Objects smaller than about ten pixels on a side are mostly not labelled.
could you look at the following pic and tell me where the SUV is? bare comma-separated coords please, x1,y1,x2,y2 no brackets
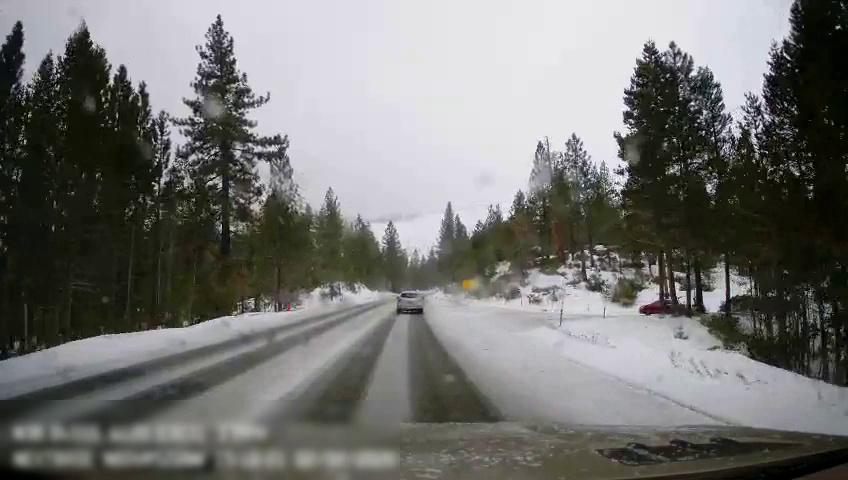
396,289,426,315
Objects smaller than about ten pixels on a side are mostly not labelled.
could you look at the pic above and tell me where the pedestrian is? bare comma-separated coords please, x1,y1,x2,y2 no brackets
692,296,697,305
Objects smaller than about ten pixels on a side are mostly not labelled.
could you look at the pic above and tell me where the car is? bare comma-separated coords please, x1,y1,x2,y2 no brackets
639,299,672,316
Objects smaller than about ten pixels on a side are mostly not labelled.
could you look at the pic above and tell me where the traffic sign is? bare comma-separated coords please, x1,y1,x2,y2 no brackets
462,280,473,289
